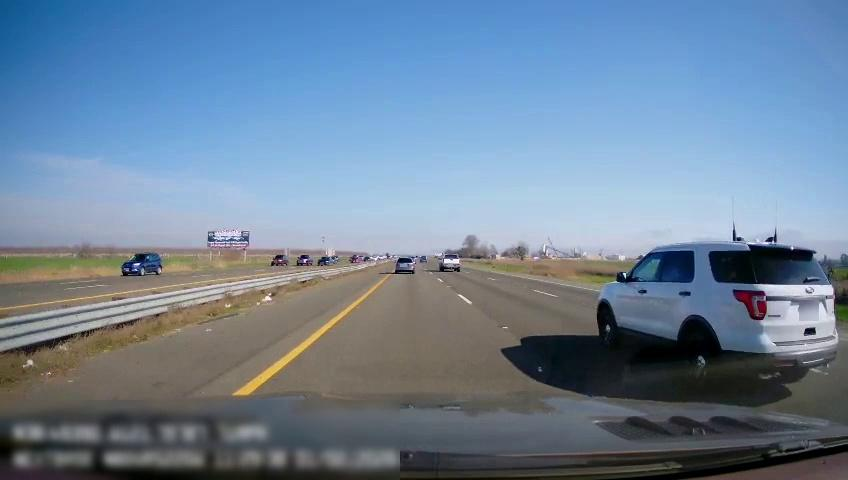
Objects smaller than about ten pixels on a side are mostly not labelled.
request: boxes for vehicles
[596,241,839,392]
[271,255,289,266]
[297,255,313,266]
[121,252,163,277]
[329,256,341,265]
[437,253,461,272]
[317,256,333,267]
[394,256,415,274]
